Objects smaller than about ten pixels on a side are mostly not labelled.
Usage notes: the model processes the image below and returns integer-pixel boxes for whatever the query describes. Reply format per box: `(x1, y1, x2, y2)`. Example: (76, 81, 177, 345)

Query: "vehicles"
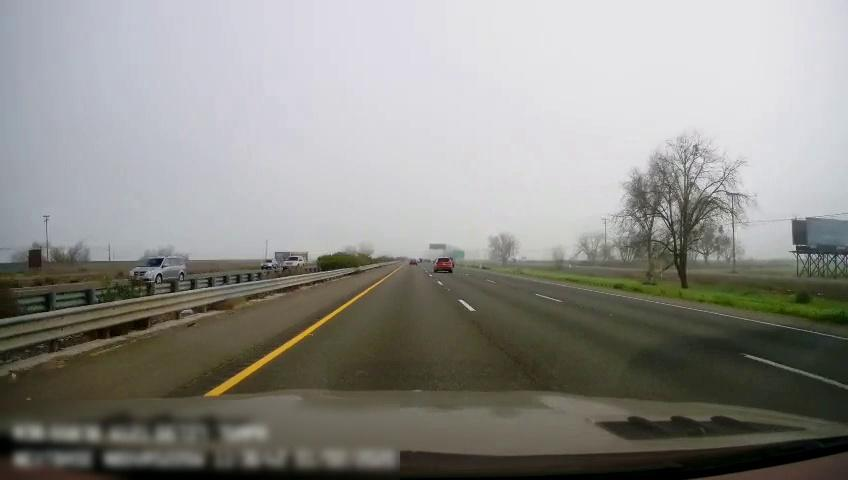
(432, 256, 454, 274)
(283, 256, 305, 271)
(261, 258, 279, 271)
(128, 256, 188, 285)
